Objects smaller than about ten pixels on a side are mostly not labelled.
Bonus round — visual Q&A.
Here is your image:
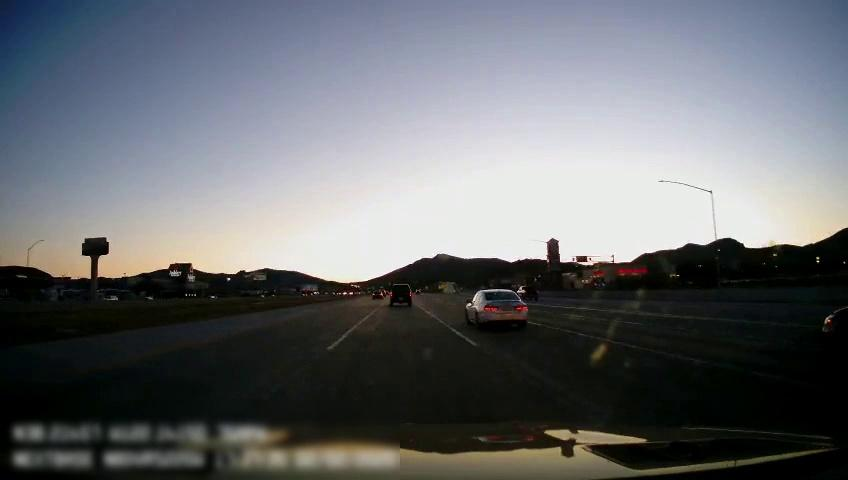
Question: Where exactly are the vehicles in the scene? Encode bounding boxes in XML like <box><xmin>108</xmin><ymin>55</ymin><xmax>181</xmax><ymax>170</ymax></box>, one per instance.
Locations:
<box><xmin>104</xmin><ymin>295</ymin><xmax>119</xmax><ymax>301</ymax></box>
<box><xmin>514</xmin><ymin>285</ymin><xmax>537</xmax><ymax>301</ymax></box>
<box><xmin>821</xmin><ymin>305</ymin><xmax>848</xmax><ymax>355</ymax></box>
<box><xmin>389</xmin><ymin>283</ymin><xmax>413</xmax><ymax>306</ymax></box>
<box><xmin>464</xmin><ymin>289</ymin><xmax>529</xmax><ymax>329</ymax></box>
<box><xmin>371</xmin><ymin>290</ymin><xmax>384</xmax><ymax>300</ymax></box>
